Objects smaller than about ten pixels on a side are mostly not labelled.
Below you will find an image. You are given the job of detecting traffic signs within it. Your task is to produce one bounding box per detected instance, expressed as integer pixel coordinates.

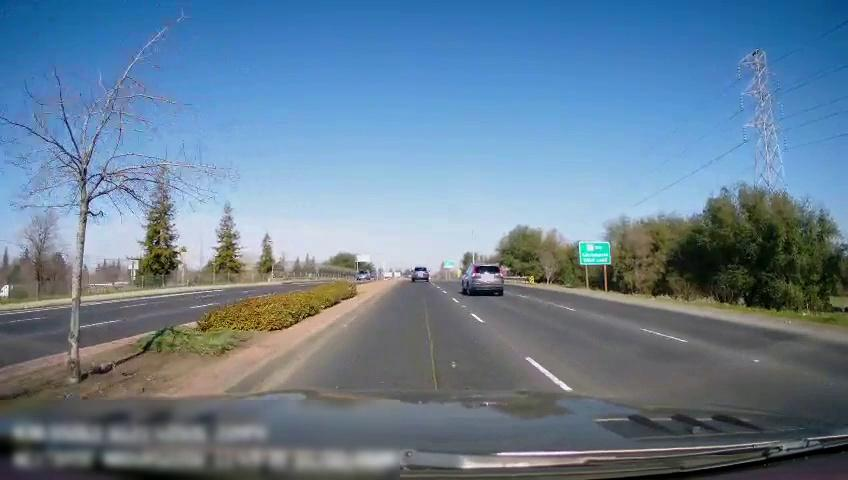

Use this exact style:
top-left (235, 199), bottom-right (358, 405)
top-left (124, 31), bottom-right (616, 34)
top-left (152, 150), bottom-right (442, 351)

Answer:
top-left (578, 240), bottom-right (612, 265)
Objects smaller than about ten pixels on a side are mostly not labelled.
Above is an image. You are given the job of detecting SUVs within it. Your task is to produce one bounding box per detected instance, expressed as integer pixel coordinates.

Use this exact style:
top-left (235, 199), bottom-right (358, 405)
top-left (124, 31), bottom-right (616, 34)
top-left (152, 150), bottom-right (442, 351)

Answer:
top-left (410, 266), bottom-right (431, 283)
top-left (357, 270), bottom-right (371, 280)
top-left (458, 262), bottom-right (505, 297)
